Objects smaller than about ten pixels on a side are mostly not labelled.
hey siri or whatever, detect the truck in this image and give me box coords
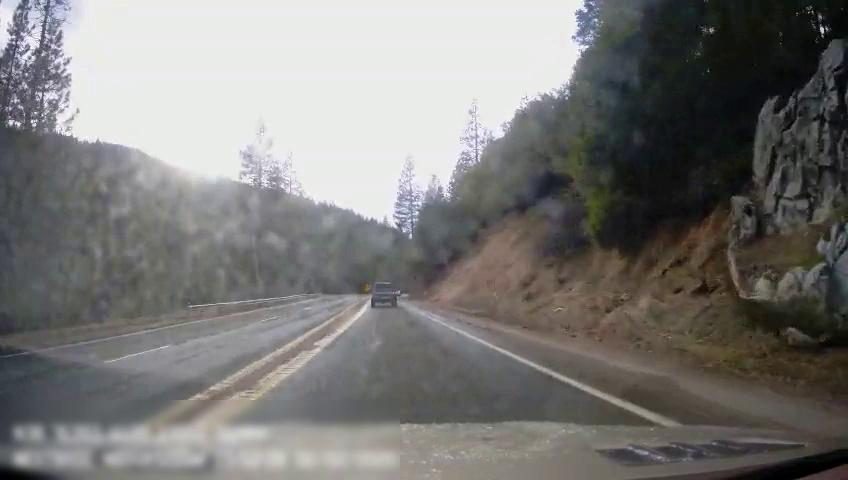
[370,281,397,308]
